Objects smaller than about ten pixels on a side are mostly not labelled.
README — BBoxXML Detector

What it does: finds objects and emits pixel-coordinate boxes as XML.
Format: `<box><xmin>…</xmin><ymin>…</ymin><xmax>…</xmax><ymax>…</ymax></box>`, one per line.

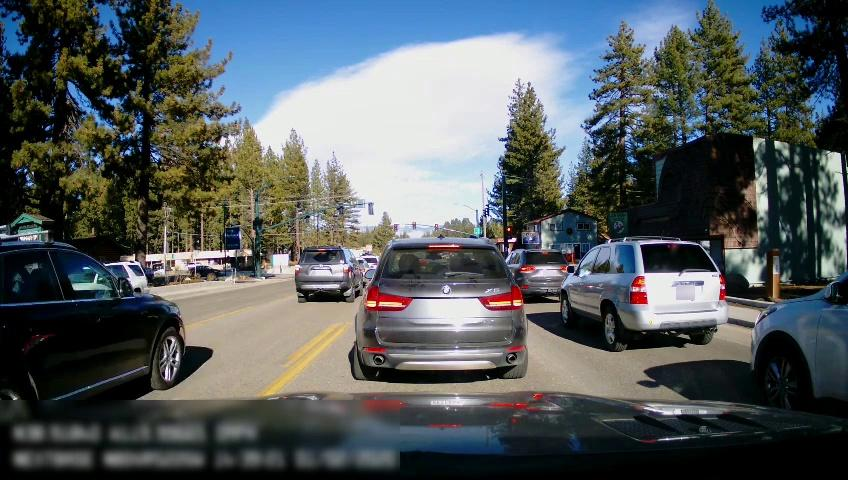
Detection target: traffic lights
<box><xmin>506</xmin><ymin>224</ymin><xmax>512</xmax><ymax>237</ymax></box>
<box><xmin>484</xmin><ymin>203</ymin><xmax>490</xmax><ymax>217</ymax></box>
<box><xmin>368</xmin><ymin>203</ymin><xmax>374</xmax><ymax>216</ymax></box>
<box><xmin>338</xmin><ymin>208</ymin><xmax>344</xmax><ymax>219</ymax></box>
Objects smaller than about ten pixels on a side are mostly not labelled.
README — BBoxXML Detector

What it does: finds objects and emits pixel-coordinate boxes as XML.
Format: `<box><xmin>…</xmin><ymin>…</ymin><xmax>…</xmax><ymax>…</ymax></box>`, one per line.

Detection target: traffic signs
<box><xmin>473</xmin><ymin>225</ymin><xmax>483</xmax><ymax>237</ymax></box>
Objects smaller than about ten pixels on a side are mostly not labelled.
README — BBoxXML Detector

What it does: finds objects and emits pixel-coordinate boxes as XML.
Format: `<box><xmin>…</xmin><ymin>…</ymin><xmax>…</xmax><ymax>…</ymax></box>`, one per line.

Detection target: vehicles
<box><xmin>295</xmin><ymin>248</ymin><xmax>363</xmax><ymax>302</ymax></box>
<box><xmin>749</xmin><ymin>272</ymin><xmax>848</xmax><ymax>411</ymax></box>
<box><xmin>184</xmin><ymin>260</ymin><xmax>198</xmax><ymax>270</ymax></box>
<box><xmin>103</xmin><ymin>263</ymin><xmax>149</xmax><ymax>295</ymax></box>
<box><xmin>360</xmin><ymin>260</ymin><xmax>370</xmax><ymax>287</ymax></box>
<box><xmin>360</xmin><ymin>254</ymin><xmax>379</xmax><ymax>267</ymax></box>
<box><xmin>560</xmin><ymin>238</ymin><xmax>727</xmax><ymax>352</ymax></box>
<box><xmin>0</xmin><ymin>239</ymin><xmax>186</xmax><ymax>426</ymax></box>
<box><xmin>506</xmin><ymin>248</ymin><xmax>572</xmax><ymax>305</ymax></box>
<box><xmin>353</xmin><ymin>238</ymin><xmax>527</xmax><ymax>382</ymax></box>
